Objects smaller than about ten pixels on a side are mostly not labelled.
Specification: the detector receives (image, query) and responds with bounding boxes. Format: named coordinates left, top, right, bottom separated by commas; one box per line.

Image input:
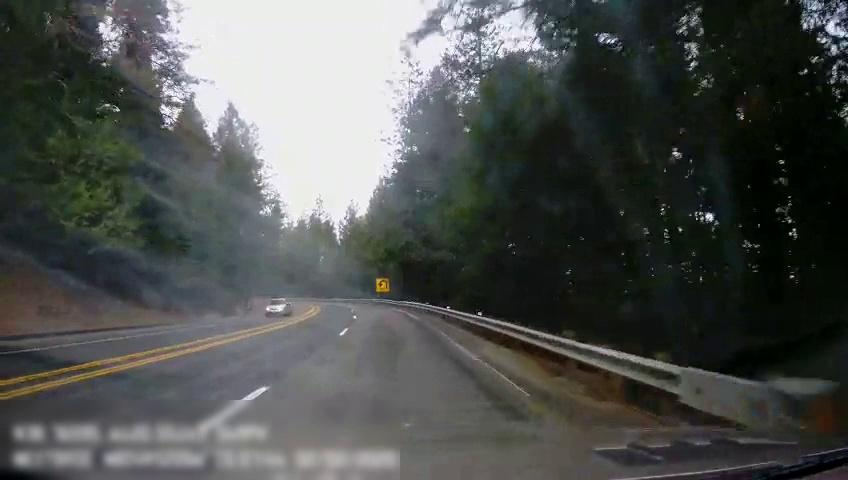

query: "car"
left=264, top=297, right=293, bottom=318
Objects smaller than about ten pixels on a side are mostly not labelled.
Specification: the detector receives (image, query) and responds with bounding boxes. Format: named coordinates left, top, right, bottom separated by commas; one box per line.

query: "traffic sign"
left=375, top=278, right=390, bottom=293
